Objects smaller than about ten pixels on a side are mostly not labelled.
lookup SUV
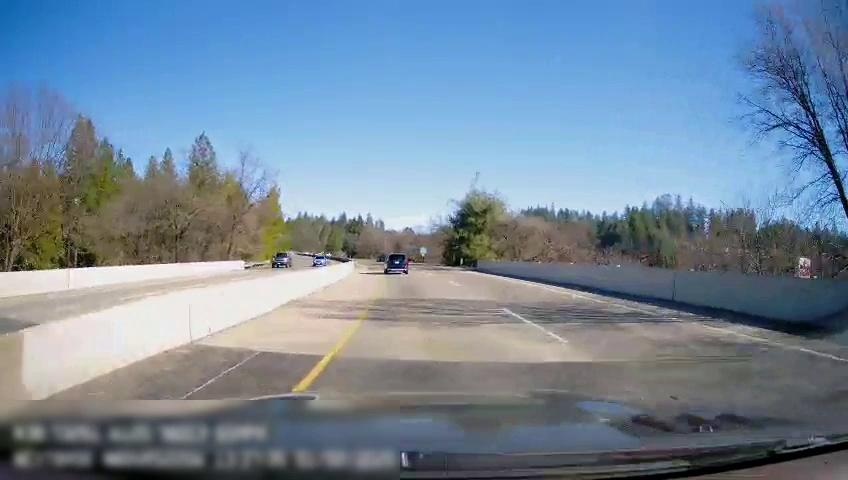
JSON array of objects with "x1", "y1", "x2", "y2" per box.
[{"x1": 383, "y1": 253, "x2": 409, "y2": 275}]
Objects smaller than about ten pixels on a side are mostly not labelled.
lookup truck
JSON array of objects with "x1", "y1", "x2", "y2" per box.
[{"x1": 271, "y1": 252, "x2": 294, "y2": 269}]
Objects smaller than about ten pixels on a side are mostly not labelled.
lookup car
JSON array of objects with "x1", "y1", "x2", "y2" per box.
[{"x1": 312, "y1": 255, "x2": 328, "y2": 267}]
